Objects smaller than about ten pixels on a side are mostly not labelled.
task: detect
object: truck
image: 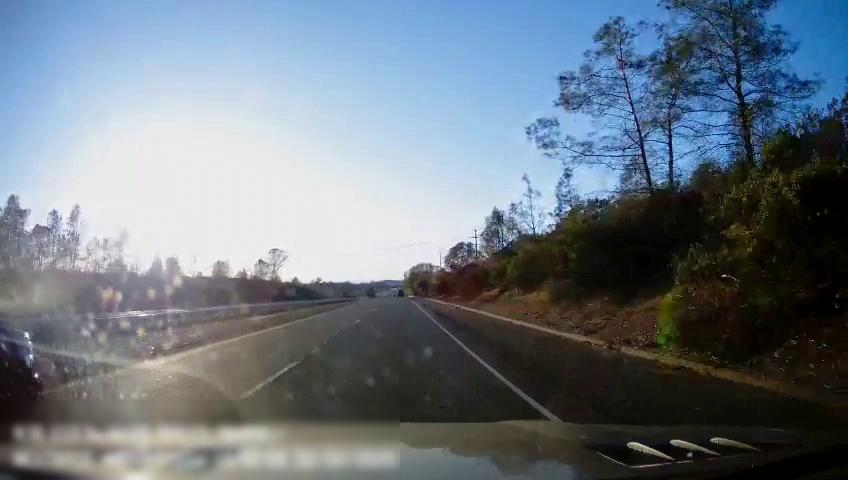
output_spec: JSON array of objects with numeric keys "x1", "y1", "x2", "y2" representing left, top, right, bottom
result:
[{"x1": 0, "y1": 323, "x2": 44, "y2": 443}]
